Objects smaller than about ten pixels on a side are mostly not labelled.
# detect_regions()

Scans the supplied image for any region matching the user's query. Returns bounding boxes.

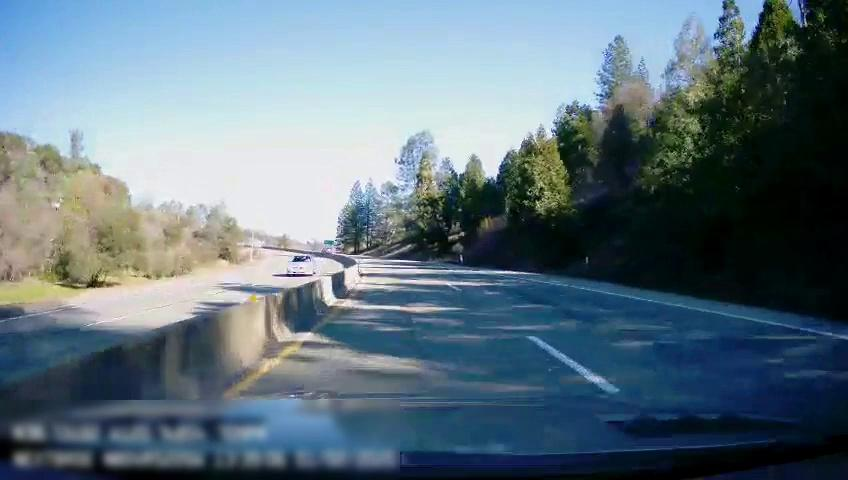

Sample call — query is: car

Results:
[286,253,317,277]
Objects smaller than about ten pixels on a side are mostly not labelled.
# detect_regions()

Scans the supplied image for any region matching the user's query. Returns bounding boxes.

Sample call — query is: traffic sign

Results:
[323,239,335,246]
